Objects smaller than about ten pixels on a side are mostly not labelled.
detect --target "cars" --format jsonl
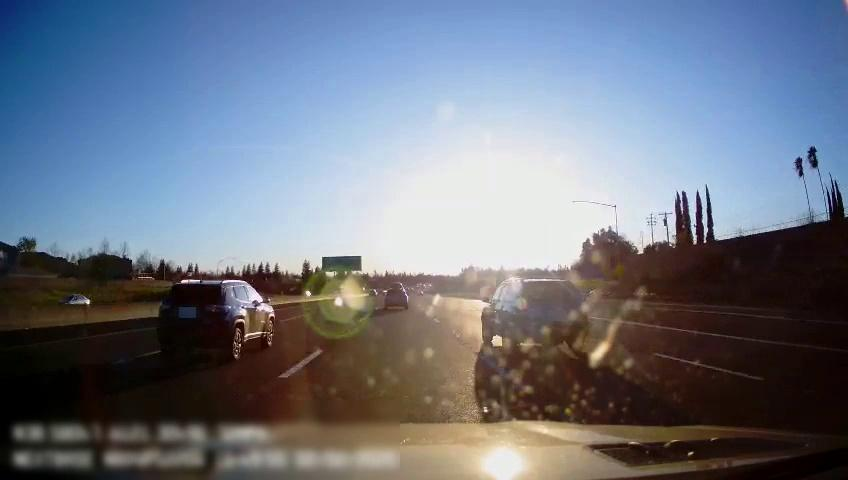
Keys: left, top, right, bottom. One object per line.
{"left": 57, "top": 294, "right": 91, "bottom": 306}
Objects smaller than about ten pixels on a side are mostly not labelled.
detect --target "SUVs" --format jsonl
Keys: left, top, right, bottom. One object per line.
{"left": 480, "top": 278, "right": 590, "bottom": 358}
{"left": 382, "top": 283, "right": 409, "bottom": 311}
{"left": 156, "top": 278, "right": 277, "bottom": 363}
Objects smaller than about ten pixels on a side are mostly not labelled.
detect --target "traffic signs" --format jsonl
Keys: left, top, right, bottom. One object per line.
{"left": 321, "top": 256, "right": 363, "bottom": 272}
